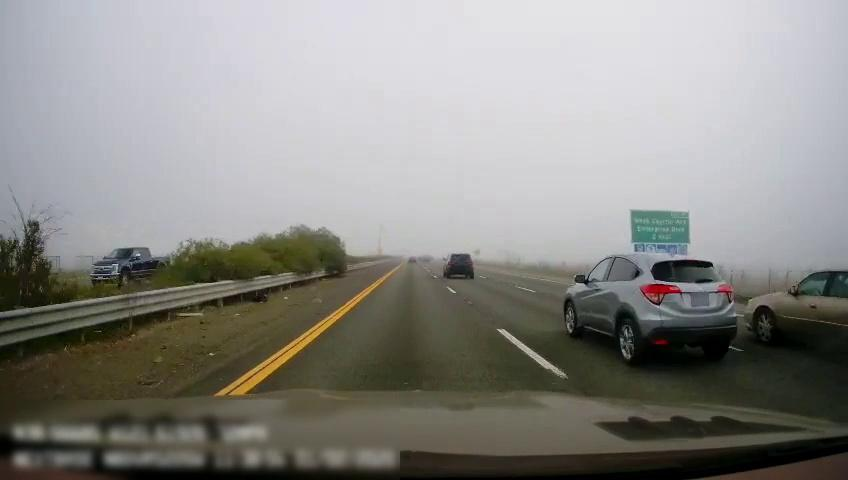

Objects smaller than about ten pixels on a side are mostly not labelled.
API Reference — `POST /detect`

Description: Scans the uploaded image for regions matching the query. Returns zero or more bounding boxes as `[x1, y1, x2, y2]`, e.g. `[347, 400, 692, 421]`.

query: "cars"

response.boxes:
[742, 268, 848, 350]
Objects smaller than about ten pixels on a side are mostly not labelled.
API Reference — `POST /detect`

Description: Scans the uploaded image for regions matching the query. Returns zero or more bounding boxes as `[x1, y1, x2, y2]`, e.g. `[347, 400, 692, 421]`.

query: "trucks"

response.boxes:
[88, 246, 171, 290]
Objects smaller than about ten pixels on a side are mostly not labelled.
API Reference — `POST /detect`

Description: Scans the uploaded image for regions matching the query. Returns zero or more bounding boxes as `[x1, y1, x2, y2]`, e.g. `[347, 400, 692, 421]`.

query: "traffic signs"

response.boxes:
[634, 243, 689, 257]
[630, 207, 692, 244]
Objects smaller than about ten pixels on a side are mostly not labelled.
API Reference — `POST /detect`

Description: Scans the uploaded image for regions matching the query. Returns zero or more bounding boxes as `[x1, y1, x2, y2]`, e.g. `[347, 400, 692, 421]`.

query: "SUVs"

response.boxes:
[442, 253, 475, 279]
[561, 251, 741, 366]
